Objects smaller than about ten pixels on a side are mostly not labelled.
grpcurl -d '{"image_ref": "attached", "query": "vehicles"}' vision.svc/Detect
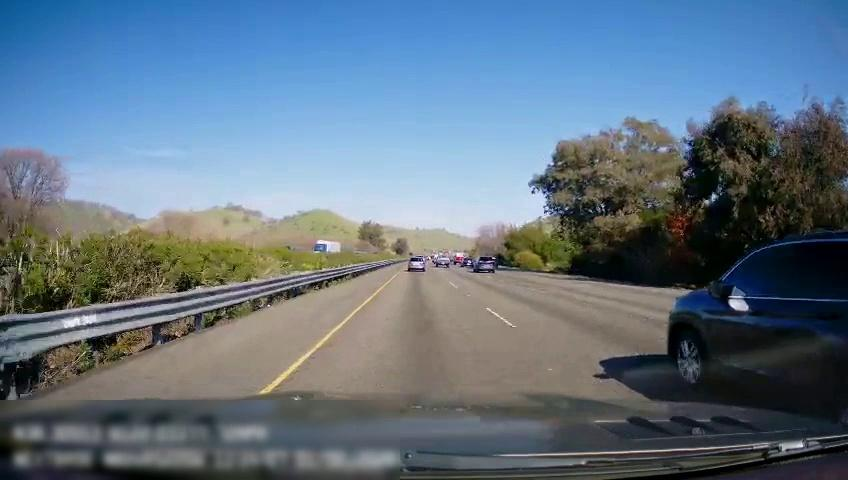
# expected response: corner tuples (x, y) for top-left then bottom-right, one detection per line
(453, 252), (465, 265)
(461, 257), (474, 268)
(435, 255), (450, 268)
(407, 257), (426, 273)
(312, 239), (342, 255)
(665, 230), (848, 408)
(472, 256), (496, 274)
